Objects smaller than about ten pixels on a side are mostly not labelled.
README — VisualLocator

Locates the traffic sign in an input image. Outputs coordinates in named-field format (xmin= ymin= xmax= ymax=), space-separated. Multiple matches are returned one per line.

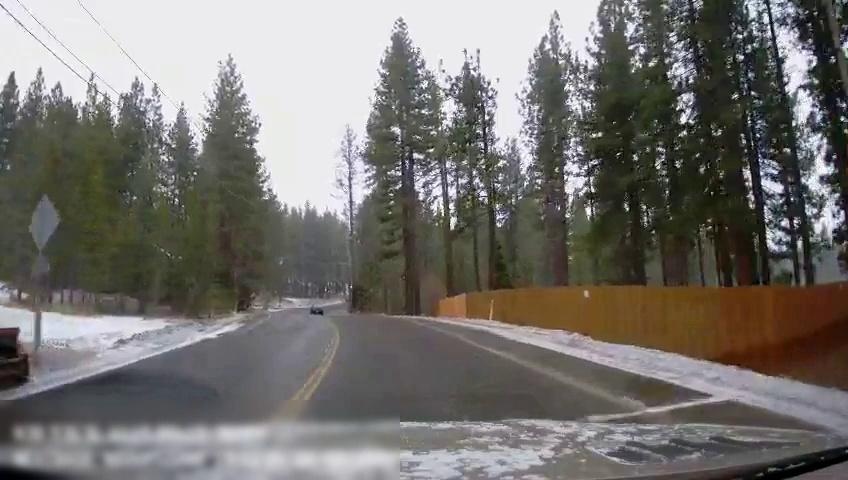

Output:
xmin=28 ymin=192 xmax=62 ymax=250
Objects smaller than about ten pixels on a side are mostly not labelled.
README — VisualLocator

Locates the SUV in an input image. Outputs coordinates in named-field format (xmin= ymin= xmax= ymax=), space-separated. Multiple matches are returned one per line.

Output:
xmin=310 ymin=305 xmax=326 ymax=316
